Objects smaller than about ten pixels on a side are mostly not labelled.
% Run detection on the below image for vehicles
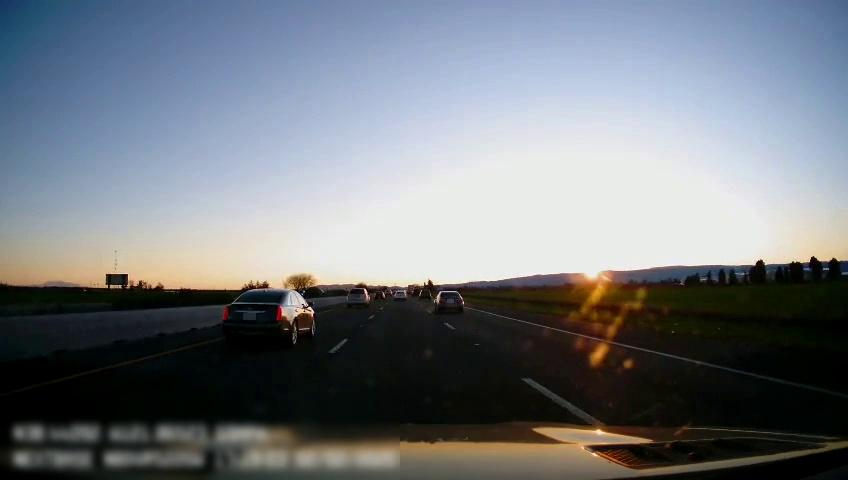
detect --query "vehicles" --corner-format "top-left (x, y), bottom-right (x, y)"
top-left (221, 288), bottom-right (318, 347)
top-left (433, 290), bottom-right (465, 314)
top-left (418, 289), bottom-right (432, 301)
top-left (394, 291), bottom-right (407, 301)
top-left (373, 290), bottom-right (385, 301)
top-left (346, 287), bottom-right (371, 309)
